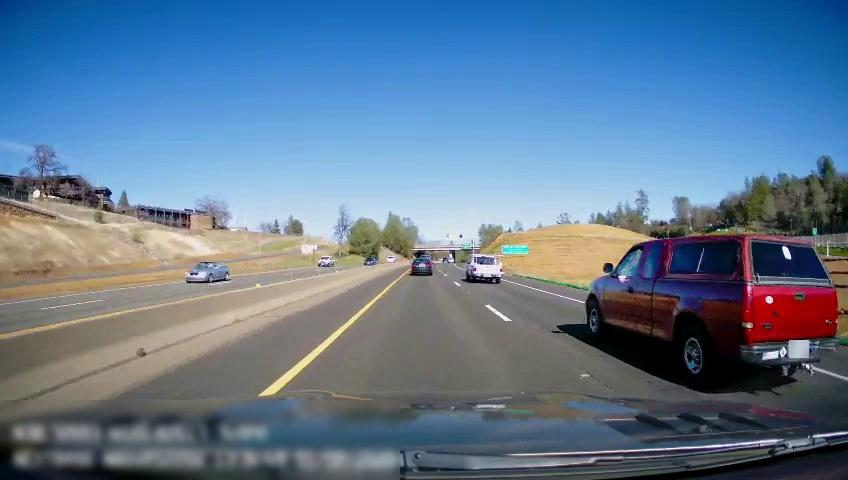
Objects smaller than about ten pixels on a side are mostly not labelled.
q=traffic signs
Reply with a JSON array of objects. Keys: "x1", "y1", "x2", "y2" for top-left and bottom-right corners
[{"x1": 500, "y1": 244, "x2": 529, "y2": 255}]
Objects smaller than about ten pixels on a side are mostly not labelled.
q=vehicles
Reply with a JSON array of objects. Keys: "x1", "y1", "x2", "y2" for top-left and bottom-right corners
[
  {"x1": 186, "y1": 261, "x2": 232, "y2": 284},
  {"x1": 316, "y1": 255, "x2": 336, "y2": 267},
  {"x1": 385, "y1": 255, "x2": 397, "y2": 263},
  {"x1": 464, "y1": 254, "x2": 503, "y2": 284},
  {"x1": 584, "y1": 233, "x2": 841, "y2": 385},
  {"x1": 363, "y1": 256, "x2": 378, "y2": 267},
  {"x1": 410, "y1": 257, "x2": 432, "y2": 275}
]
